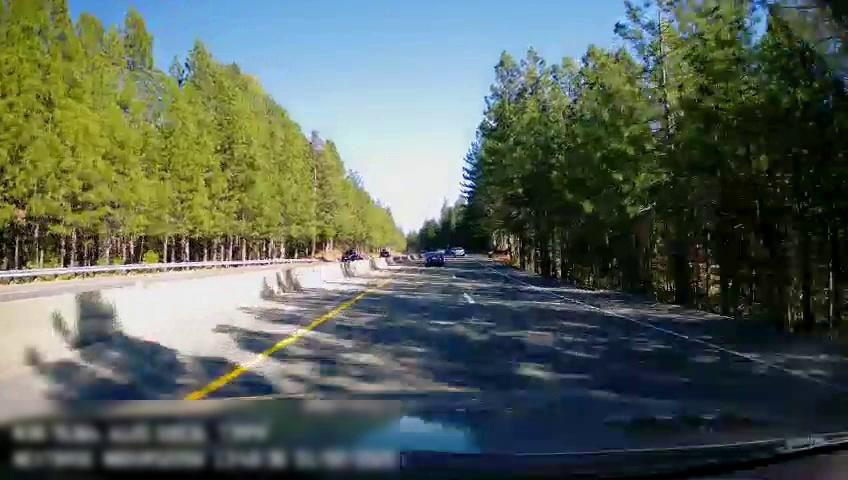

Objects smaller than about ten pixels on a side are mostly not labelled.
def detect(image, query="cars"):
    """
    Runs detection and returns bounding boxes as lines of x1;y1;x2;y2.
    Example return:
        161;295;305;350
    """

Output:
453;247;465;257
426;253;444;268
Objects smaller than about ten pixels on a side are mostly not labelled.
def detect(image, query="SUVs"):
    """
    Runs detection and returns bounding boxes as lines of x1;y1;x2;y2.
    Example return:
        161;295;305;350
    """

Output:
341;249;363;263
